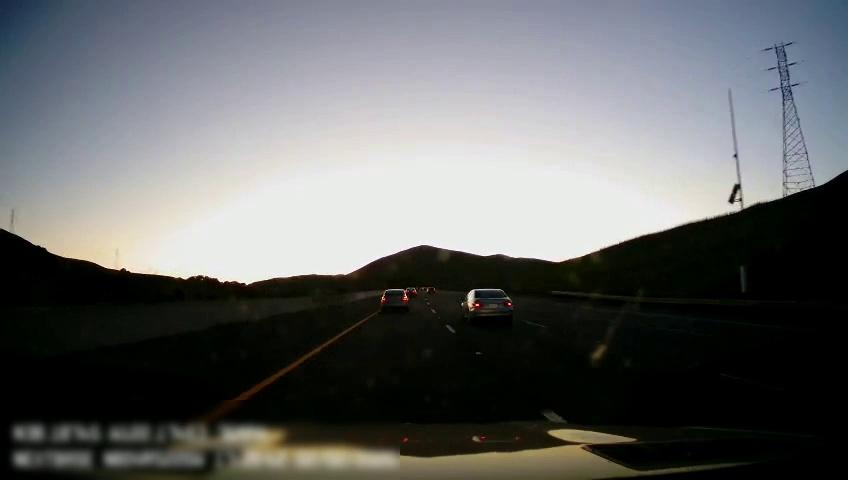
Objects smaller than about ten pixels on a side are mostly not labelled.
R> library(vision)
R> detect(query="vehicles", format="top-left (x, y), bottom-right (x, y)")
top-left (405, 287), bottom-right (417, 297)
top-left (381, 289), bottom-right (409, 312)
top-left (460, 288), bottom-right (513, 325)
